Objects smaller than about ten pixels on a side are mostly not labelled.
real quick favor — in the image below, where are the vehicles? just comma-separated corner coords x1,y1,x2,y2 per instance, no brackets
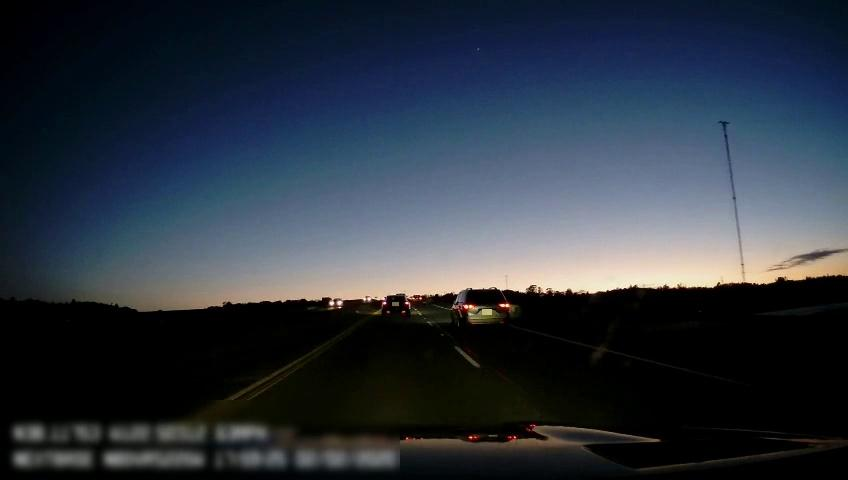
326,298,344,310
382,295,410,318
452,289,509,327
